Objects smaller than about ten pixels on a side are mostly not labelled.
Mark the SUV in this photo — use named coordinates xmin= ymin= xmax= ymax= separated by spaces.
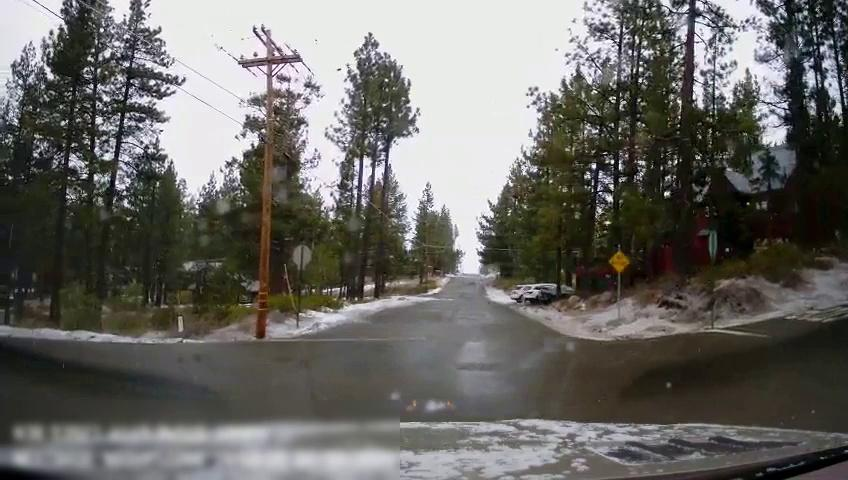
xmin=523 ymin=282 xmax=559 ymax=306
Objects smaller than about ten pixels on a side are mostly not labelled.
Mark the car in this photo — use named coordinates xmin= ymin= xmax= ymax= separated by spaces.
xmin=512 ymin=285 xmax=525 ymax=305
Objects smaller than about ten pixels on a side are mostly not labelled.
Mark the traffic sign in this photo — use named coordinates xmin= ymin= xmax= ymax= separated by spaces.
xmin=609 ymin=251 xmax=630 ymax=272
